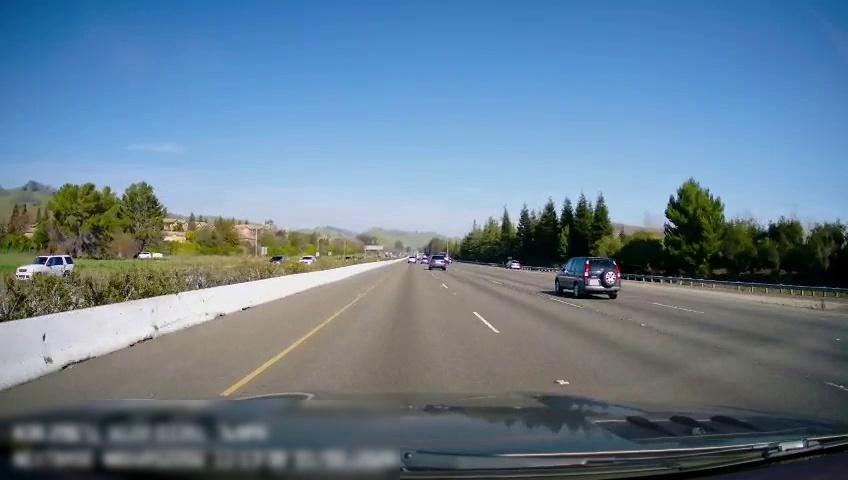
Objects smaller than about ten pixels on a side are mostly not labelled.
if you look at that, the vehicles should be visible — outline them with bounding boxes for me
[439,252,450,264]
[15,254,76,282]
[137,251,163,260]
[428,255,447,271]
[553,255,622,299]
[298,255,318,266]
[267,255,288,266]
[505,259,521,270]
